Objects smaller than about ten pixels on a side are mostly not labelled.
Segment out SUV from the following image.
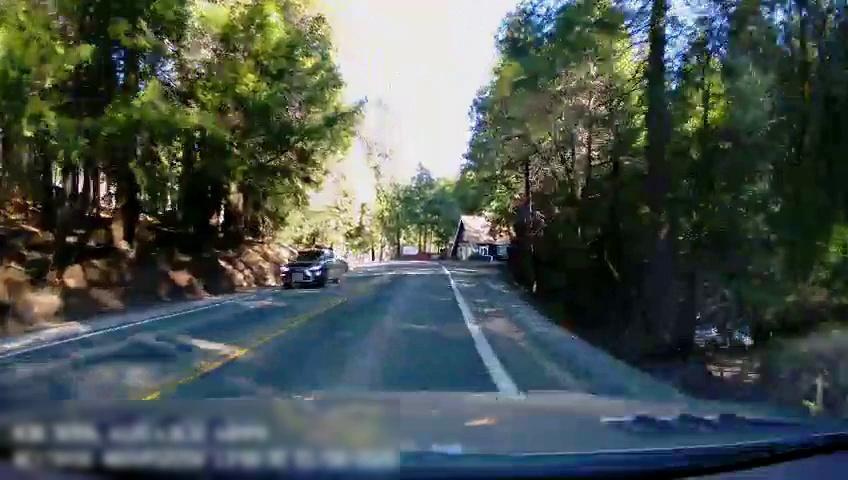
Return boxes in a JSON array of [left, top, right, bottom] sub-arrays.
[[279, 249, 344, 290]]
